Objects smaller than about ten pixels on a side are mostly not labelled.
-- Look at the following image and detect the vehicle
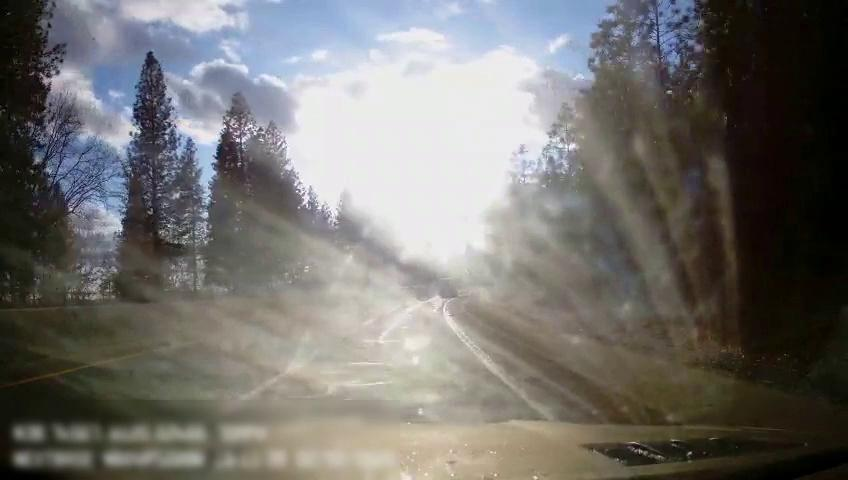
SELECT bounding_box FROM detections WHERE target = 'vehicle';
[437,278,457,298]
